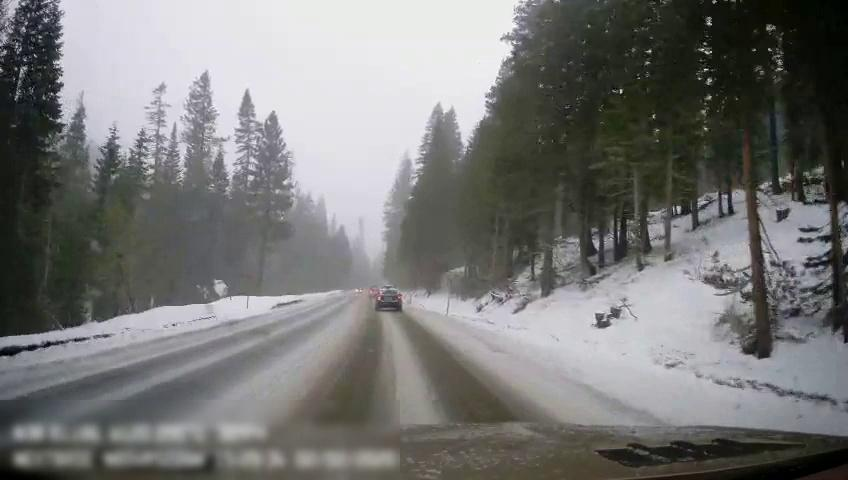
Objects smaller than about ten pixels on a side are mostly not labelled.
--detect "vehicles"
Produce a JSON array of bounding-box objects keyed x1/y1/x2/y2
[
  {"x1": 375, "y1": 286, "x2": 402, "y2": 312},
  {"x1": 368, "y1": 286, "x2": 381, "y2": 297}
]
